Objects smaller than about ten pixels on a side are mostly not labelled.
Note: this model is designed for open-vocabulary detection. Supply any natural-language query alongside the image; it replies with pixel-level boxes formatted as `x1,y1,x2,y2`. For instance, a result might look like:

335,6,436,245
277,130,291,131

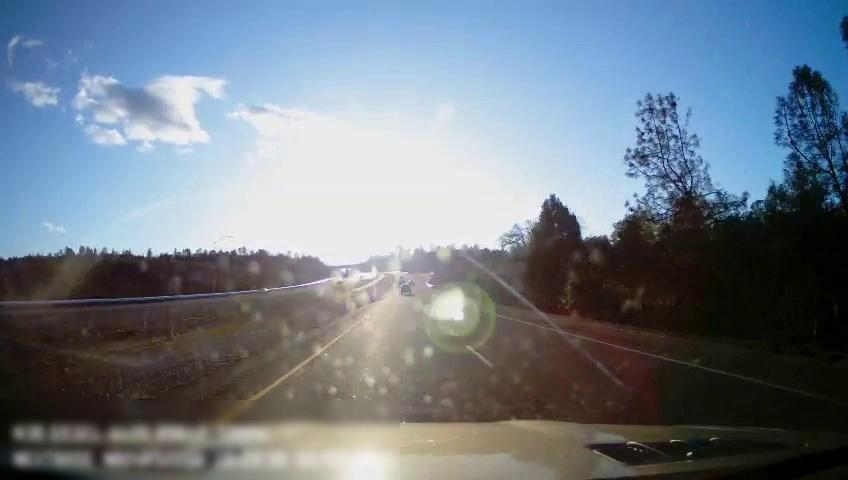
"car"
400,284,412,295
